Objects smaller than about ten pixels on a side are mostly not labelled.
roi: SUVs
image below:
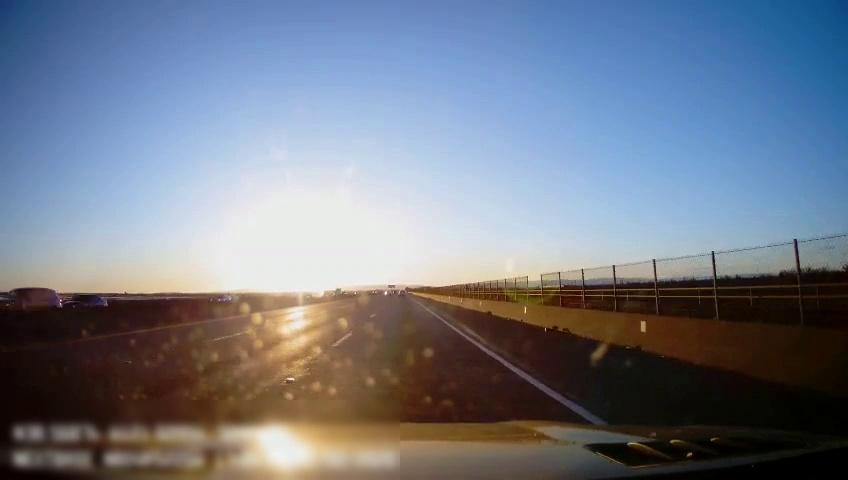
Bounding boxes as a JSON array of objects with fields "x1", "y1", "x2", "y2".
[
  {"x1": 209, "y1": 294, "x2": 232, "y2": 304},
  {"x1": 0, "y1": 287, "x2": 63, "y2": 314}
]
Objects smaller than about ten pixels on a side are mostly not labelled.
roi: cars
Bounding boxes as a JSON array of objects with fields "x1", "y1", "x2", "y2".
[{"x1": 62, "y1": 294, "x2": 108, "y2": 310}]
